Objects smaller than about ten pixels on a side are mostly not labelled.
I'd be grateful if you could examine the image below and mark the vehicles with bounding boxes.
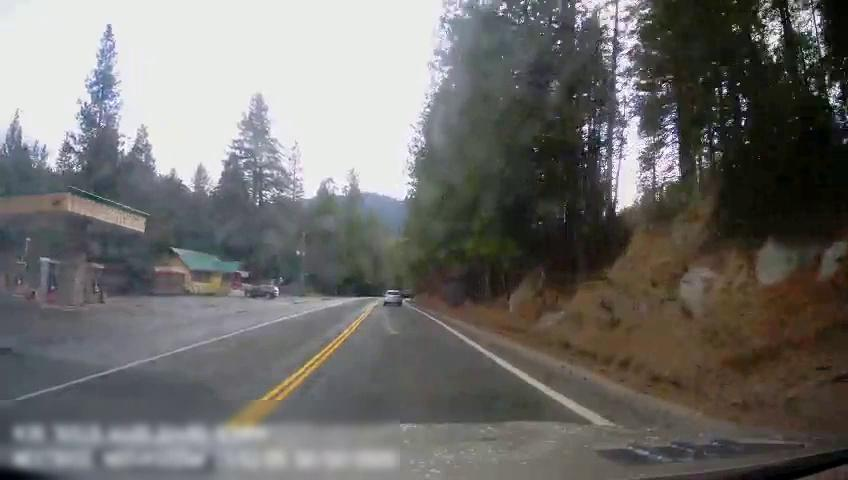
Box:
[383,289,403,305]
[245,284,280,299]
[402,287,416,298]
